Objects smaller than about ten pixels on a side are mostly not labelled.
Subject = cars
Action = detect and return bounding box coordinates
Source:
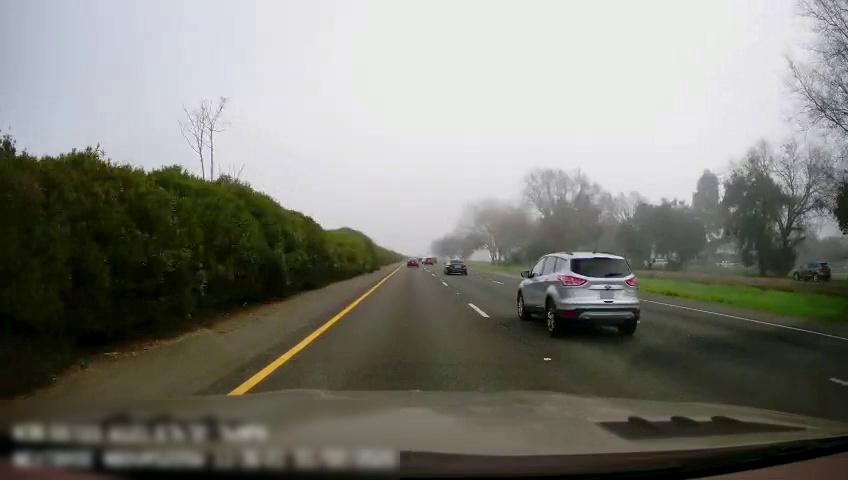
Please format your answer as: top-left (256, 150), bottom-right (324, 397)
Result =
top-left (405, 258), bottom-right (420, 269)
top-left (444, 261), bottom-right (468, 275)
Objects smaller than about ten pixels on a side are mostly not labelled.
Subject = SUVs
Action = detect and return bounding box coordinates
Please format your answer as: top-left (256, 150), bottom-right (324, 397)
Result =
top-left (792, 260), bottom-right (831, 282)
top-left (515, 252), bottom-right (640, 337)
top-left (424, 257), bottom-right (434, 266)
